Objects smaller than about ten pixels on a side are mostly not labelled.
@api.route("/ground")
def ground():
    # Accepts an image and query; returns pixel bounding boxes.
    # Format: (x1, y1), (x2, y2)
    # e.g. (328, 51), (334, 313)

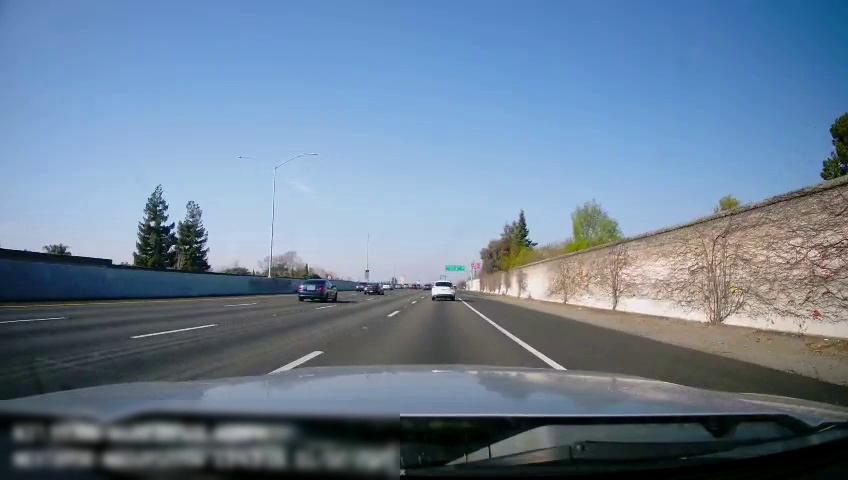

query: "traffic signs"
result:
(365, 269), (370, 280)
(445, 264), (465, 272)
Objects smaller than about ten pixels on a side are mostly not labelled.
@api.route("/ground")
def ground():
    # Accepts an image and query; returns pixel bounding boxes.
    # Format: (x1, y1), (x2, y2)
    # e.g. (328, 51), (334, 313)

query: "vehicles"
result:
(356, 283), (369, 292)
(363, 283), (384, 295)
(298, 278), (338, 302)
(431, 280), (455, 301)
